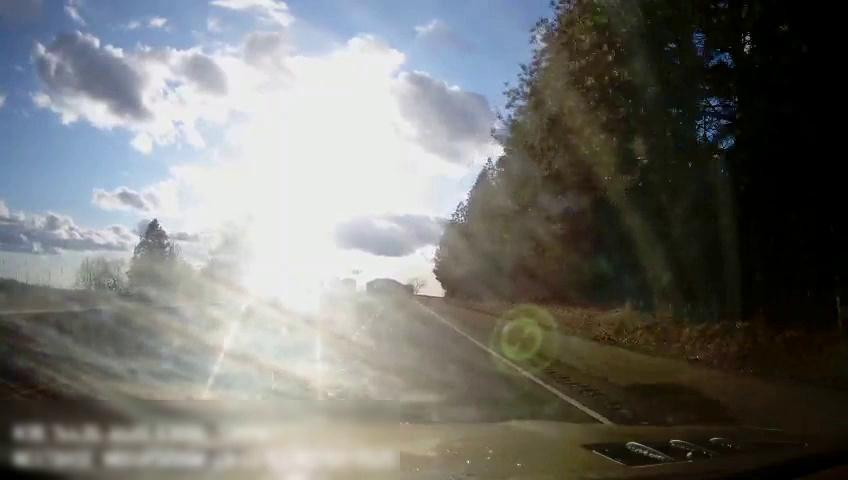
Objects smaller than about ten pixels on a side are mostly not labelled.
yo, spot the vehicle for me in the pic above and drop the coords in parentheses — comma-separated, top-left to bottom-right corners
(400, 284, 415, 298)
